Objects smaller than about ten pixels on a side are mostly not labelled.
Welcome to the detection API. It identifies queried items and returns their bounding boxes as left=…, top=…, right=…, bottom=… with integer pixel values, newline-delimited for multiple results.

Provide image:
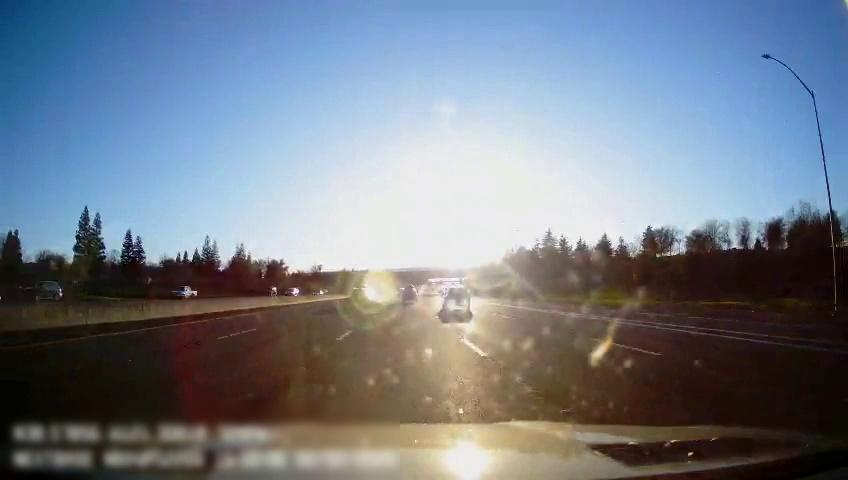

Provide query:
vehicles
left=283, top=287, right=300, bottom=297
left=16, top=280, right=63, bottom=305
left=440, top=286, right=472, bottom=311
left=263, top=285, right=278, bottom=297
left=402, top=284, right=418, bottom=305
left=350, top=287, right=370, bottom=303
left=170, top=285, right=198, bottom=300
